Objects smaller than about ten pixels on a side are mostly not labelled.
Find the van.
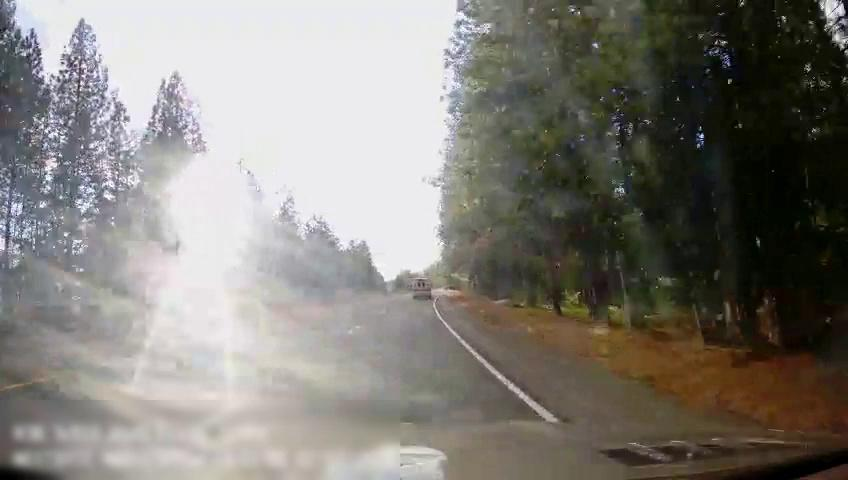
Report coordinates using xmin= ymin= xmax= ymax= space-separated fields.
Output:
xmin=411 ymin=277 xmax=434 ymax=300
